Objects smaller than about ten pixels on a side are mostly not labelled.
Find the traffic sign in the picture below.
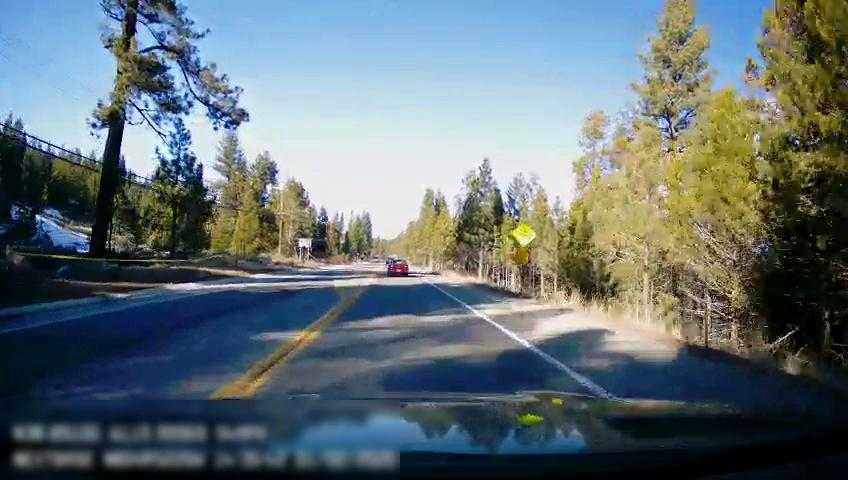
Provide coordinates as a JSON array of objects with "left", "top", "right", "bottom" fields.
[{"left": 509, "top": 221, "right": 538, "bottom": 248}]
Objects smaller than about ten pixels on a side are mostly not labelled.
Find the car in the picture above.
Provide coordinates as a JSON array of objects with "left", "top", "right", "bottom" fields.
[{"left": 388, "top": 259, "right": 410, "bottom": 276}]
